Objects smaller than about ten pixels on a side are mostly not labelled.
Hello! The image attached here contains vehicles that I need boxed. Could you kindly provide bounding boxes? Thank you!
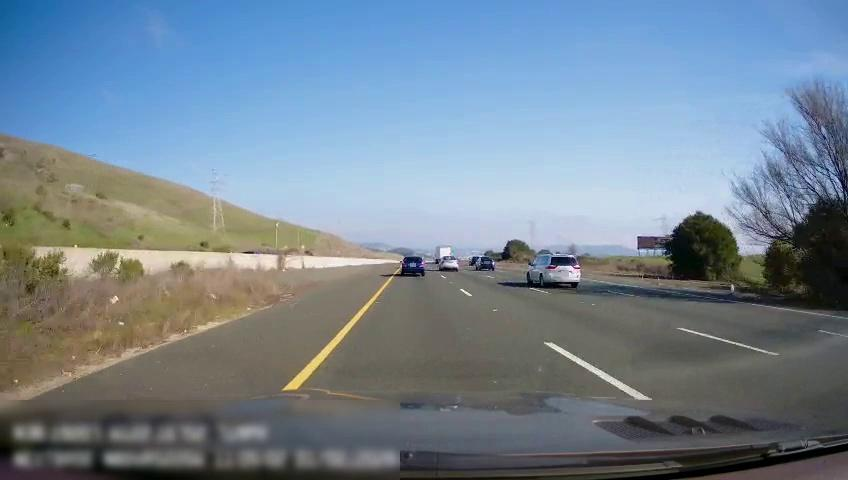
[476,257,495,271]
[439,256,459,272]
[526,253,582,288]
[435,246,452,263]
[400,256,425,277]
[470,257,482,266]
